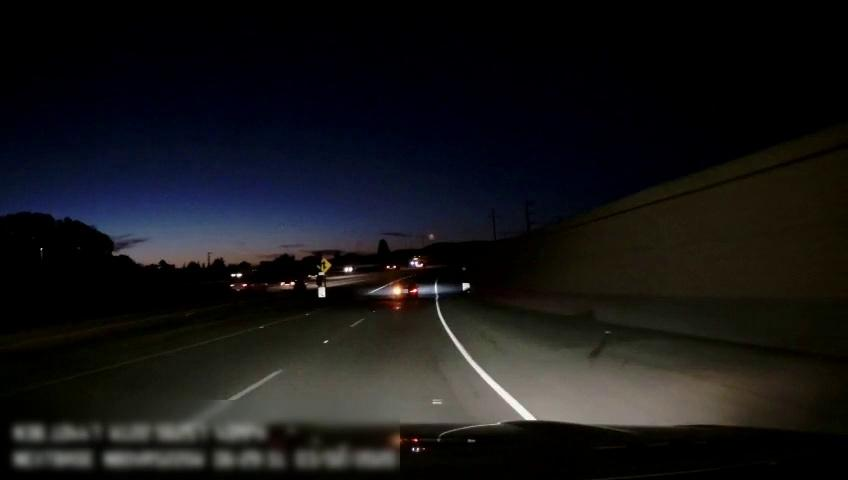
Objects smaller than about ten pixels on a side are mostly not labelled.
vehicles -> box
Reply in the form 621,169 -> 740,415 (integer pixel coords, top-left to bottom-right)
343,263 -> 359,274
229,270 -> 245,280
229,275 -> 268,295
409,255 -> 428,269
278,276 -> 307,293
393,278 -> 419,300
381,259 -> 400,275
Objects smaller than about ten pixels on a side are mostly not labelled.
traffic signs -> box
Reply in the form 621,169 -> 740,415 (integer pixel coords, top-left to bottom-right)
317,258 -> 333,274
